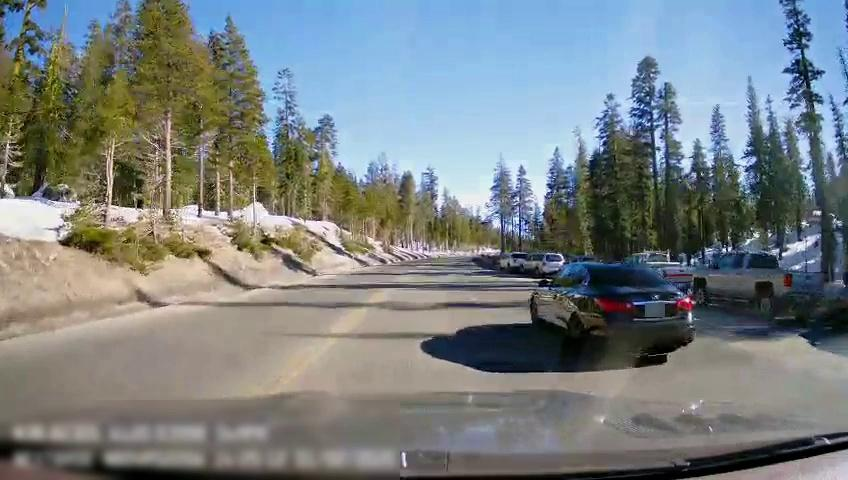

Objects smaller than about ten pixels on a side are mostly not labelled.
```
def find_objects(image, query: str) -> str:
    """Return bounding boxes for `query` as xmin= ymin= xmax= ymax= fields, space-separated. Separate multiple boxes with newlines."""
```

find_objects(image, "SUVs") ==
xmin=498 ymin=251 xmax=527 ymax=276
xmin=517 ymin=252 xmax=565 ymax=279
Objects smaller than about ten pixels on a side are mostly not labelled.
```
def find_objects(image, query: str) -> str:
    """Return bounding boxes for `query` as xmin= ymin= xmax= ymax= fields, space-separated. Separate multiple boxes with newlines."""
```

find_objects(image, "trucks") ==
xmin=688 ymin=252 xmax=793 ymax=317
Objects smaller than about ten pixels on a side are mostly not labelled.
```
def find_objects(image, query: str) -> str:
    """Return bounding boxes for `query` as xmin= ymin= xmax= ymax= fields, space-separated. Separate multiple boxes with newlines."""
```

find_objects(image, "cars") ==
xmin=528 ymin=260 xmax=696 ymax=354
